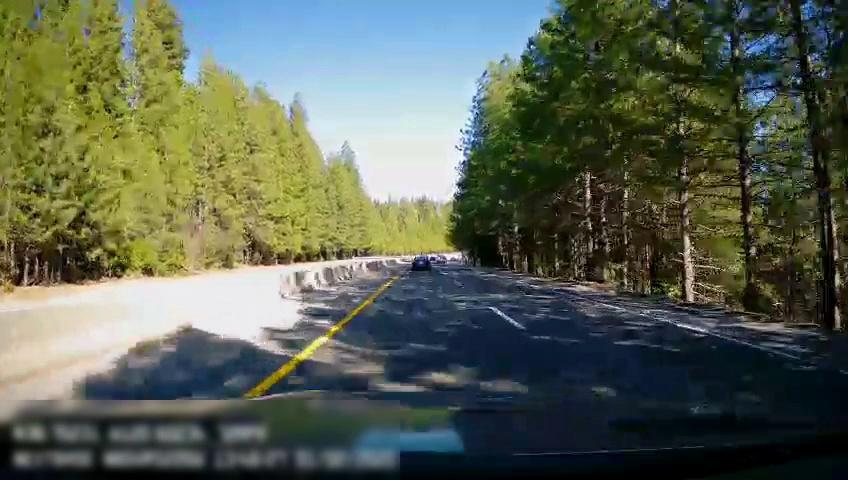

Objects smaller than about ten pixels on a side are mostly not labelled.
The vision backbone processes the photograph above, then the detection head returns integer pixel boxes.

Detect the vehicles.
[436,255,448,265]
[411,256,433,273]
